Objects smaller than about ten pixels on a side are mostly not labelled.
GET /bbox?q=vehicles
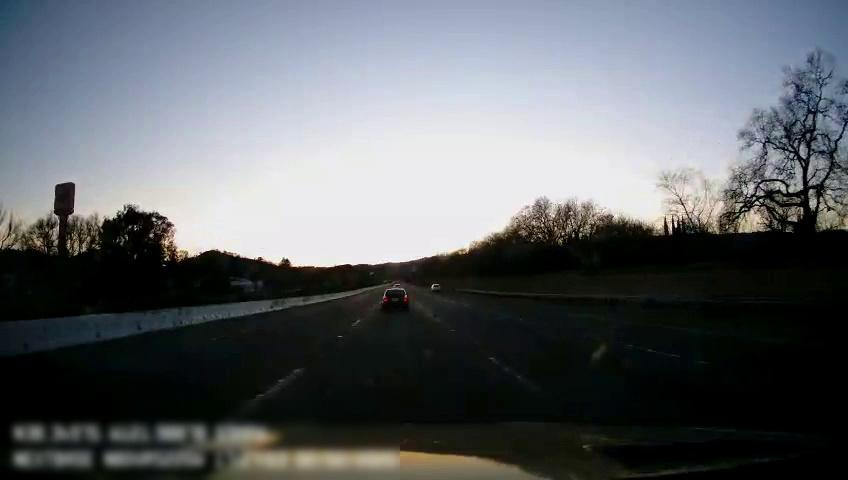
[431,284,441,292]
[382,288,409,311]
